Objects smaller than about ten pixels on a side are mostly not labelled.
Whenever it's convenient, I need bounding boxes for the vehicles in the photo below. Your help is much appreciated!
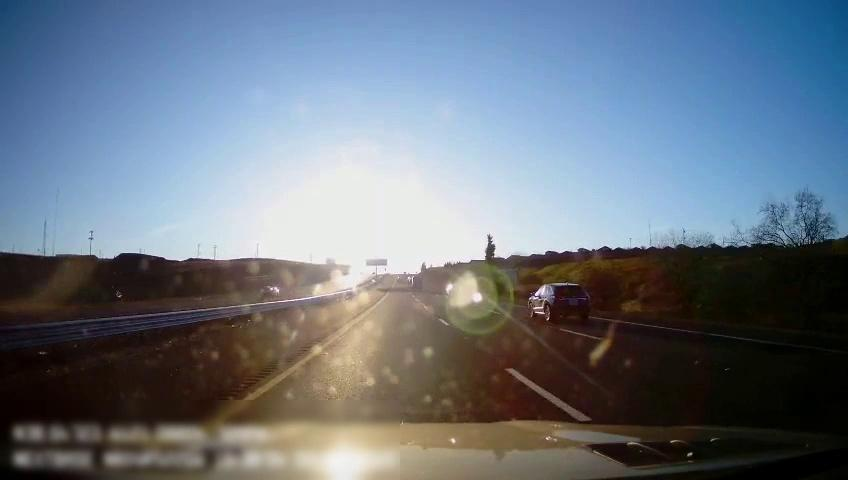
[260,286,280,300]
[528,282,592,325]
[445,283,462,296]
[412,276,423,291]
